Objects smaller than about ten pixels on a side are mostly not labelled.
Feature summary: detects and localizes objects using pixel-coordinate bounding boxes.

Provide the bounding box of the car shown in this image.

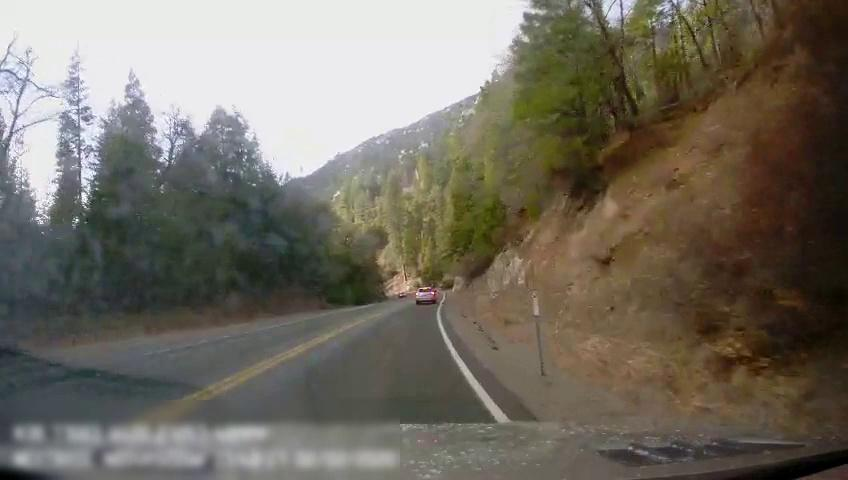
[415,285,439,305]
